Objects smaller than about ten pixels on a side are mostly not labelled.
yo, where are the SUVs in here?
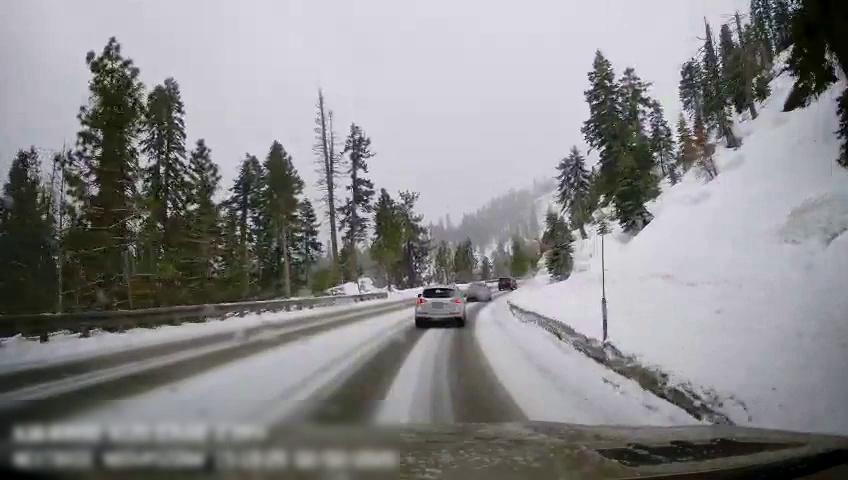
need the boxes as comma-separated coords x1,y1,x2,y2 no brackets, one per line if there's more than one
414,287,468,328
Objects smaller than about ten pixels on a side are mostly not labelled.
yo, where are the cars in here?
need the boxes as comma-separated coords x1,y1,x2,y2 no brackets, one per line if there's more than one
498,277,517,291
466,283,492,302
